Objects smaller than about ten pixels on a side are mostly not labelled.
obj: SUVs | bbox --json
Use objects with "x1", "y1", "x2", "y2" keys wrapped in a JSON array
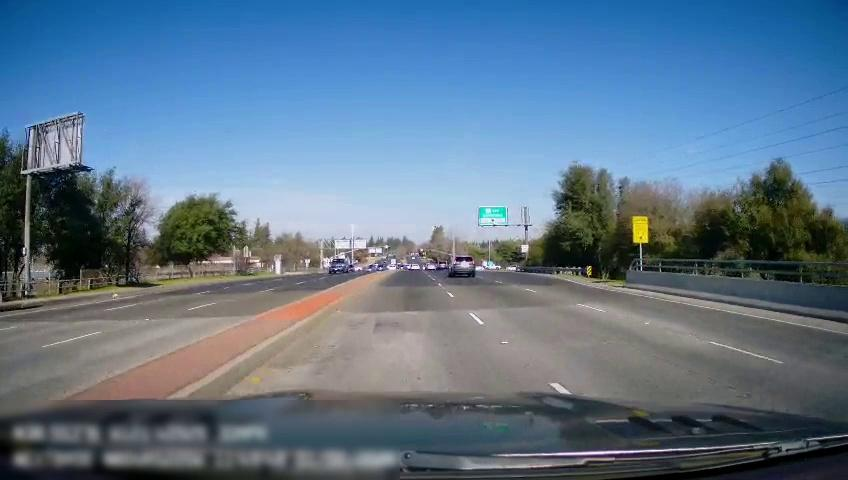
[
  {"x1": 436, "y1": 261, "x2": 446, "y2": 271},
  {"x1": 447, "y1": 255, "x2": 476, "y2": 279}
]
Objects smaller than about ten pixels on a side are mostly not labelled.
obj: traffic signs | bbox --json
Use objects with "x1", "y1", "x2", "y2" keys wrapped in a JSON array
[
  {"x1": 478, "y1": 206, "x2": 508, "y2": 225},
  {"x1": 632, "y1": 215, "x2": 648, "y2": 242}
]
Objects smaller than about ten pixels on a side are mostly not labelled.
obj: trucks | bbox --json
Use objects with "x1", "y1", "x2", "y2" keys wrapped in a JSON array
[{"x1": 329, "y1": 258, "x2": 349, "y2": 274}]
